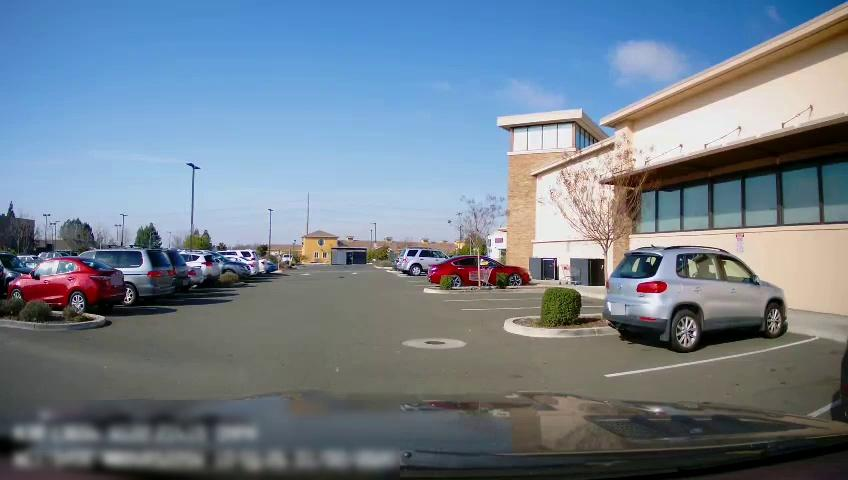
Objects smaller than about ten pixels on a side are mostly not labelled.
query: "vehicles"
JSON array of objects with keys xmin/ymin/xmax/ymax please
[
  {"xmin": 266, "ymin": 261, "xmax": 278, "ymax": 274},
  {"xmin": 603, "ymin": 243, "xmax": 789, "ymax": 352},
  {"xmin": 280, "ymin": 253, "xmax": 294, "ymax": 265},
  {"xmin": 427, "ymin": 255, "xmax": 530, "ymax": 288},
  {"xmin": 180, "ymin": 252, "xmax": 222, "ymax": 281},
  {"xmin": 216, "ymin": 249, "xmax": 261, "ymax": 272},
  {"xmin": 258, "ymin": 258, "xmax": 269, "ymax": 277},
  {"xmin": 78, "ymin": 247, "xmax": 177, "ymax": 306},
  {"xmin": 187, "ymin": 265, "xmax": 205, "ymax": 287},
  {"xmin": 208, "ymin": 251, "xmax": 252, "ymax": 279},
  {"xmin": 0, "ymin": 251, "xmax": 35, "ymax": 296},
  {"xmin": 223, "ymin": 254, "xmax": 258, "ymax": 277},
  {"xmin": 393, "ymin": 247, "xmax": 450, "ymax": 276},
  {"xmin": 7, "ymin": 255, "xmax": 126, "ymax": 314},
  {"xmin": 165, "ymin": 248, "xmax": 192, "ymax": 290}
]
